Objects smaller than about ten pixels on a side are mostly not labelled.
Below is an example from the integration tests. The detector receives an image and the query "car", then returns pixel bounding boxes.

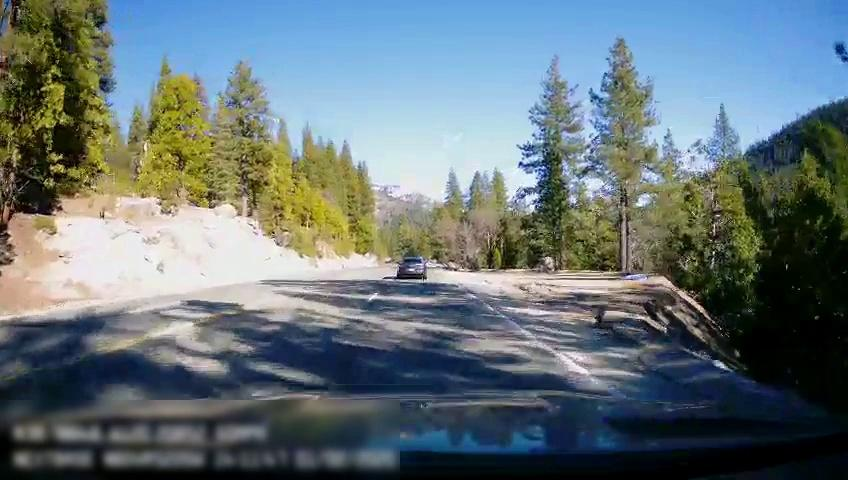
[397,258,426,280]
